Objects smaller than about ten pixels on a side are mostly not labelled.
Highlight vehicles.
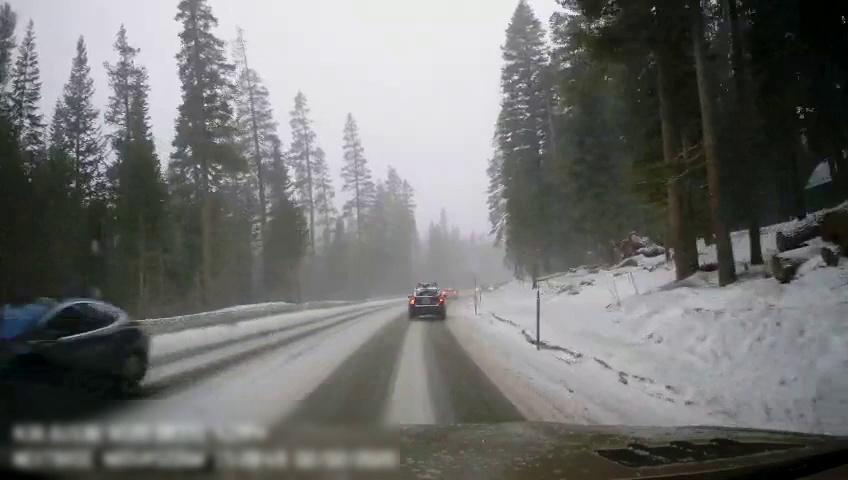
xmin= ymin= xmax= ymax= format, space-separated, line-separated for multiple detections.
xmin=0 ymin=296 xmax=151 ymax=420
xmin=441 ymin=287 xmax=457 ymax=299
xmin=407 ymin=282 xmax=447 ymax=320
